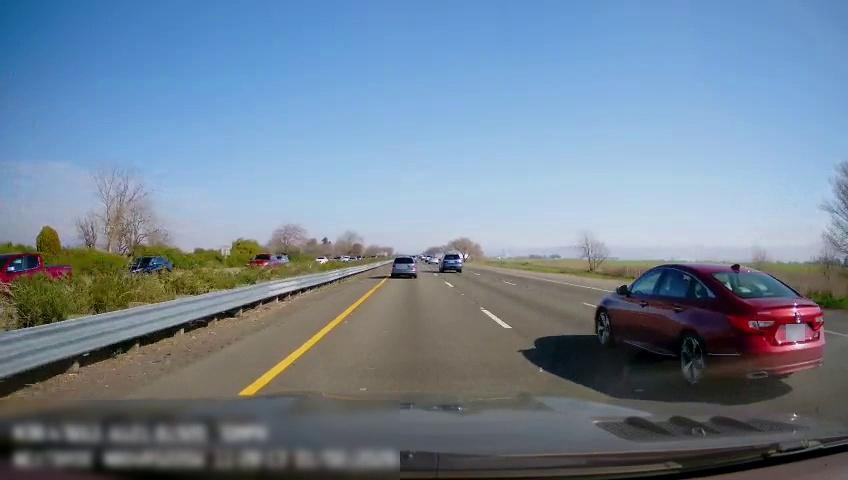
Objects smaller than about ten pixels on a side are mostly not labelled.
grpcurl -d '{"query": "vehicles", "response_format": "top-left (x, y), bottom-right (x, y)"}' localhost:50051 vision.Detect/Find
top-left (592, 262), bottom-right (825, 396)
top-left (428, 256), bottom-right (439, 266)
top-left (314, 256), bottom-right (328, 265)
top-left (438, 252), bottom-right (464, 274)
top-left (246, 253), bottom-right (287, 270)
top-left (389, 255), bottom-right (420, 280)
top-left (0, 252), bottom-right (74, 304)
top-left (118, 254), bottom-right (173, 276)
